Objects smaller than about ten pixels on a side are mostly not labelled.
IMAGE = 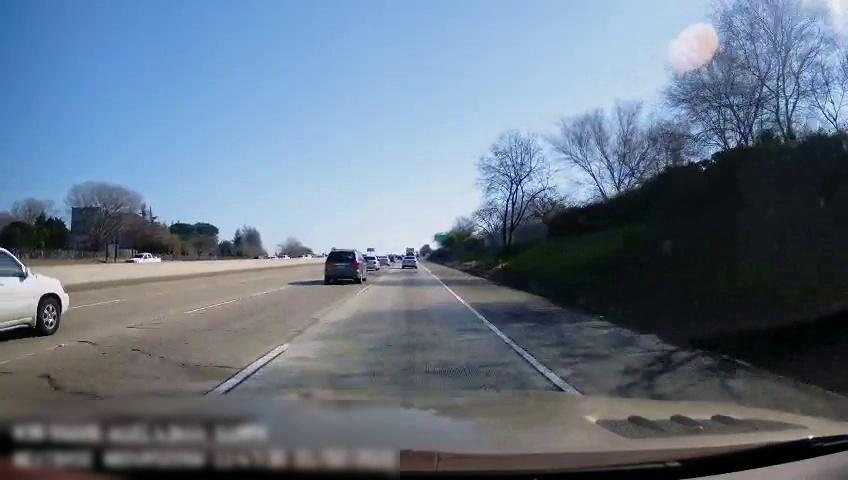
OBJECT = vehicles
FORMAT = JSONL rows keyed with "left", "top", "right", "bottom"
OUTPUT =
{"left": 0, "top": 247, "right": 70, "bottom": 337}
{"left": 126, "top": 253, "right": 161, "bottom": 264}
{"left": 324, "top": 247, "right": 368, "bottom": 284}
{"left": 367, "top": 256, "right": 380, "bottom": 272}
{"left": 377, "top": 256, "right": 390, "bottom": 266}
{"left": 400, "top": 255, "right": 419, "bottom": 270}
